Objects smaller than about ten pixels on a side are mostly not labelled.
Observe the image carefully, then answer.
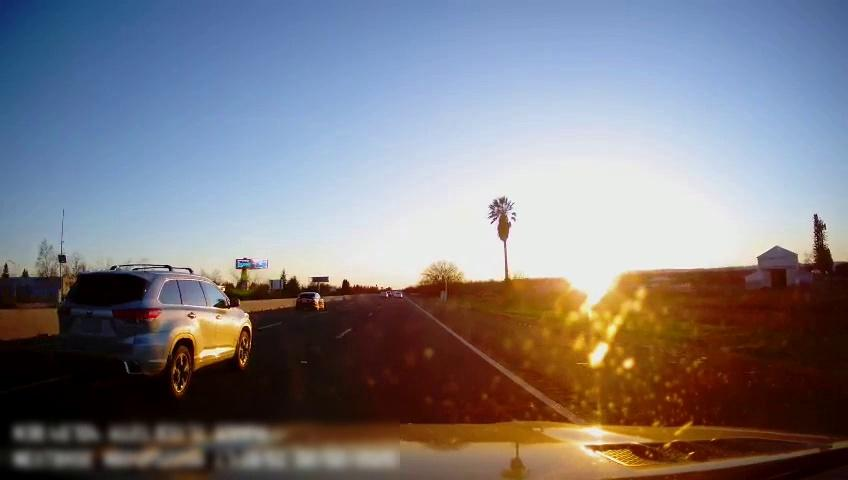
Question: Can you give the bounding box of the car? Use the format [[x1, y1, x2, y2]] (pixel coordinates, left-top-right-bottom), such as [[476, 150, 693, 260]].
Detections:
[[294, 291, 325, 314]]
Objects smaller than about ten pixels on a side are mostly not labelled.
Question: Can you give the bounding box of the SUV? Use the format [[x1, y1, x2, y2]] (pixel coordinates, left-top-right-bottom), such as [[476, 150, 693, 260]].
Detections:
[[56, 264, 255, 404]]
